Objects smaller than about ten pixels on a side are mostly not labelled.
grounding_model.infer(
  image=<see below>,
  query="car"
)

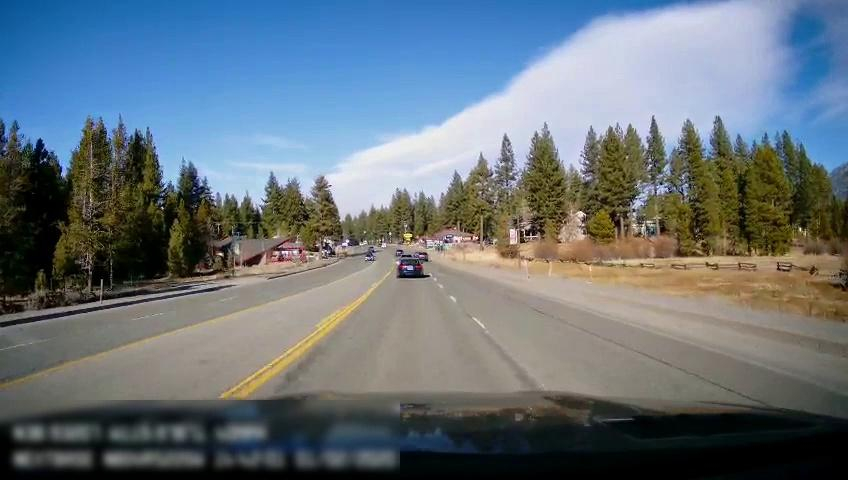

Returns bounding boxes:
[397,256,423,279]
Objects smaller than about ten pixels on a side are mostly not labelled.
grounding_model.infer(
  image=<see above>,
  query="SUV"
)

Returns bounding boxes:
[416,252,428,261]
